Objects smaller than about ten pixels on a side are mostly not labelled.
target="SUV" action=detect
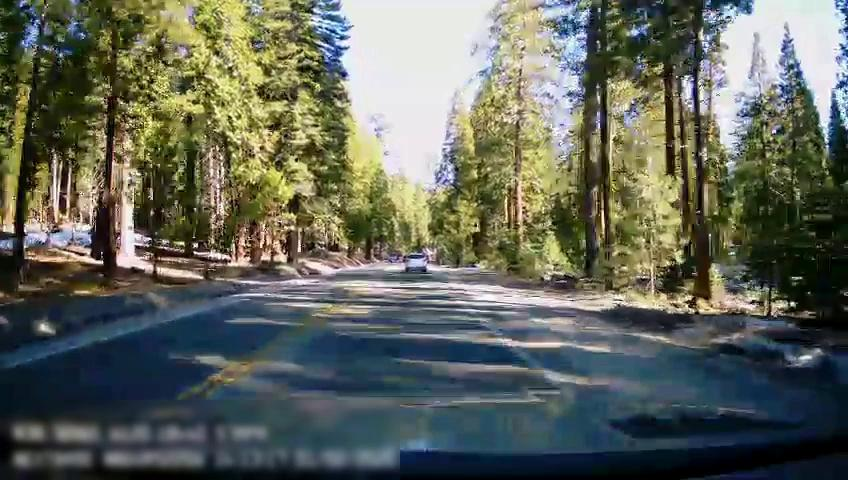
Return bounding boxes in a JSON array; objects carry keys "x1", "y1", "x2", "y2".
[{"x1": 403, "y1": 252, "x2": 428, "y2": 274}]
